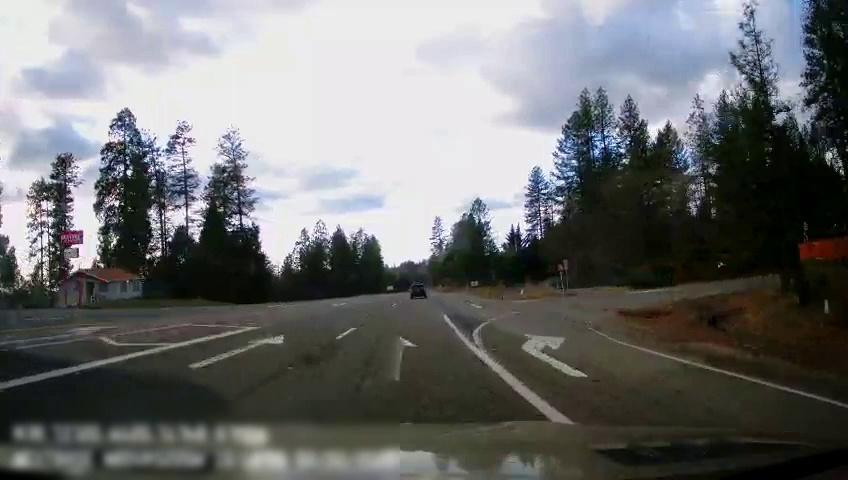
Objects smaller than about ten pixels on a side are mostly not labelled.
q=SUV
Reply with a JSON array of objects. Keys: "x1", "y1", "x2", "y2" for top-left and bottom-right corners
[{"x1": 409, "y1": 283, "x2": 427, "y2": 299}]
